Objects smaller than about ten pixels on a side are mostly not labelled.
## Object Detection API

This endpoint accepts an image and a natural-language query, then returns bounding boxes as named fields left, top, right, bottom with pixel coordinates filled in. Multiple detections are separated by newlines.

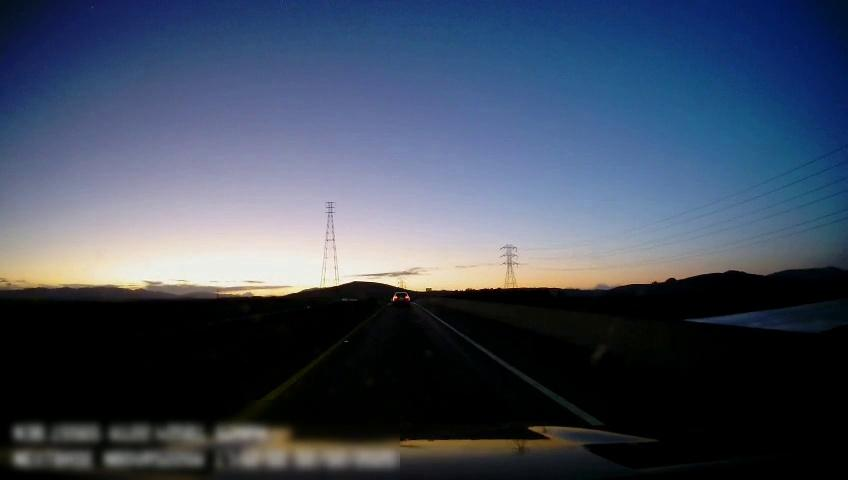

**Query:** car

left=391, top=291, right=410, bottom=306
